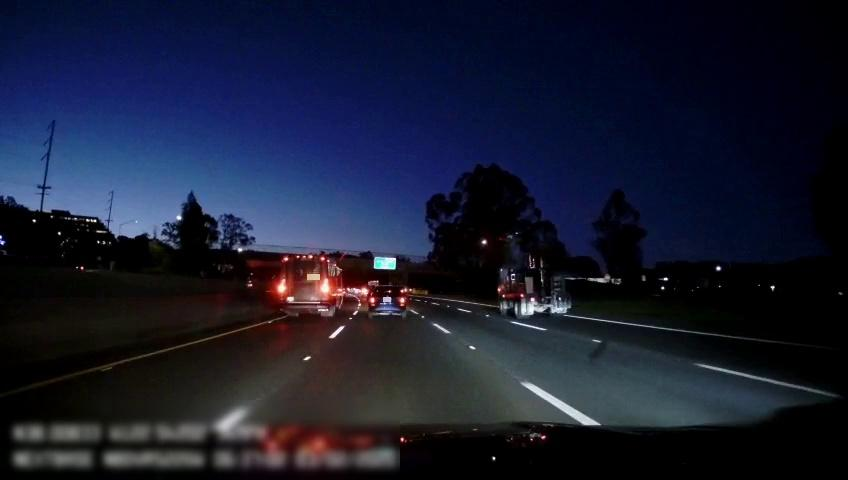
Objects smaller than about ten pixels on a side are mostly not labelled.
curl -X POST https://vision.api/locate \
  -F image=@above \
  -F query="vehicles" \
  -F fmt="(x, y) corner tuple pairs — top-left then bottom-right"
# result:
(276, 253), (342, 321)
(498, 266), (571, 320)
(368, 284), (410, 318)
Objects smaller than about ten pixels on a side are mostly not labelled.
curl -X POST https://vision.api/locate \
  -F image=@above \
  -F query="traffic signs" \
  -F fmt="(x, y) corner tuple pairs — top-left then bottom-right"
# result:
(374, 257), (396, 270)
